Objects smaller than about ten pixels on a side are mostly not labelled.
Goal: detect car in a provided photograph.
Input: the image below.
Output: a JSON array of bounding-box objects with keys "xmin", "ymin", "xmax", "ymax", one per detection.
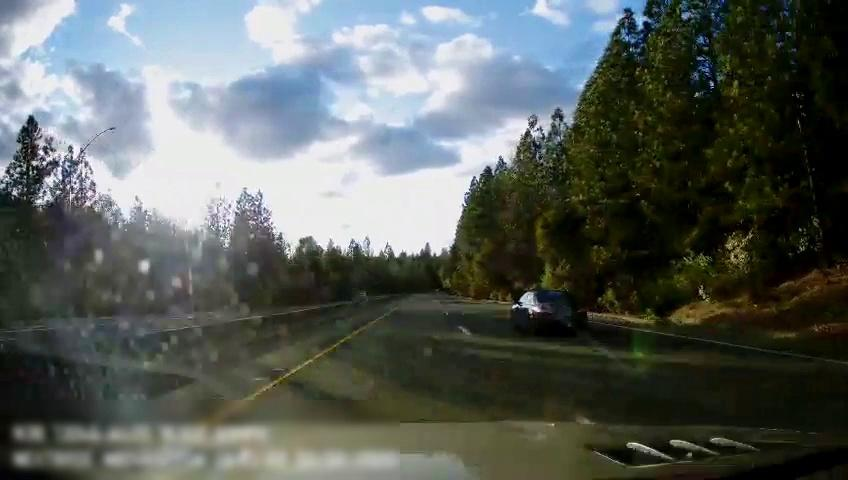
[{"xmin": 509, "ymin": 288, "xmax": 588, "ymax": 334}]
